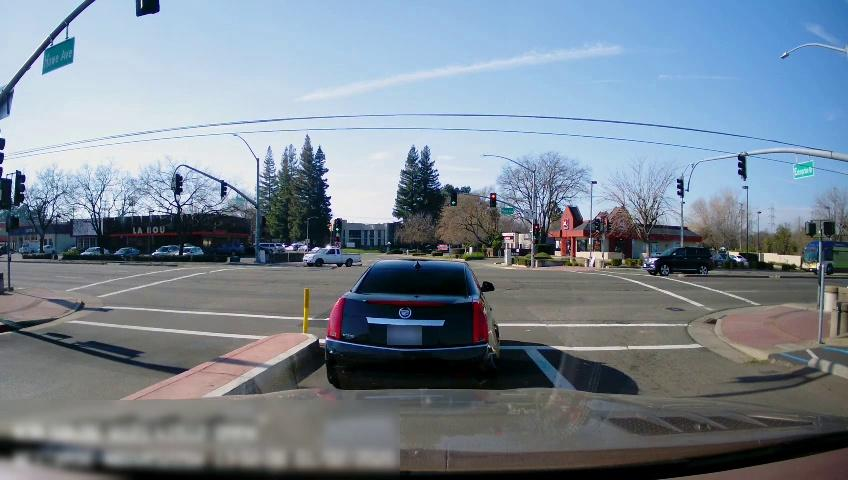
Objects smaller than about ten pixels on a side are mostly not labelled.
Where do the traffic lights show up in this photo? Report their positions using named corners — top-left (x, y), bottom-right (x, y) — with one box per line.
top-left (449, 191), bottom-right (457, 207)
top-left (737, 154), bottom-right (747, 178)
top-left (533, 223), bottom-right (540, 236)
top-left (0, 178), bottom-right (11, 210)
top-left (0, 137), bottom-right (5, 177)
top-left (821, 221), bottom-right (837, 235)
top-left (677, 176), bottom-right (684, 197)
top-left (332, 219), bottom-right (341, 234)
top-left (605, 219), bottom-right (612, 232)
top-left (489, 193), bottom-right (496, 208)
top-left (805, 222), bottom-right (820, 236)
top-left (13, 170), bottom-right (26, 206)
top-left (595, 218), bottom-right (602, 231)
top-left (132, 0), bottom-right (160, 16)
top-left (219, 180), bottom-right (227, 199)
top-left (4, 218), bottom-right (18, 232)
top-left (174, 173), bottom-right (183, 195)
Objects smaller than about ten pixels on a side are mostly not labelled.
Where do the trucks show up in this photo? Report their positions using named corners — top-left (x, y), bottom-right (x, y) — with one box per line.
top-left (303, 248), bottom-right (358, 267)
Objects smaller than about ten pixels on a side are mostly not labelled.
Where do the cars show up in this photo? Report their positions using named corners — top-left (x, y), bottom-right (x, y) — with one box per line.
top-left (176, 247), bottom-right (203, 258)
top-left (325, 259), bottom-right (501, 390)
top-left (113, 248), bottom-right (137, 258)
top-left (152, 245), bottom-right (181, 258)
top-left (81, 247), bottom-right (109, 258)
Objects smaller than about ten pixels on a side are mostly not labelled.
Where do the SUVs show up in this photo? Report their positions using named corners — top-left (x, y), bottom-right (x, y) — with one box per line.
top-left (645, 246), bottom-right (716, 277)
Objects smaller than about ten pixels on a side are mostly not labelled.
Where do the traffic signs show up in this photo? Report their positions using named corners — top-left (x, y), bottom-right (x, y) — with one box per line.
top-left (499, 207), bottom-right (513, 215)
top-left (793, 160), bottom-right (816, 178)
top-left (41, 36), bottom-right (75, 75)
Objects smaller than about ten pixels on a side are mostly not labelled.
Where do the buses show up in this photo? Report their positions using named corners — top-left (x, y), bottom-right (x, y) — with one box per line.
top-left (801, 239), bottom-right (848, 275)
